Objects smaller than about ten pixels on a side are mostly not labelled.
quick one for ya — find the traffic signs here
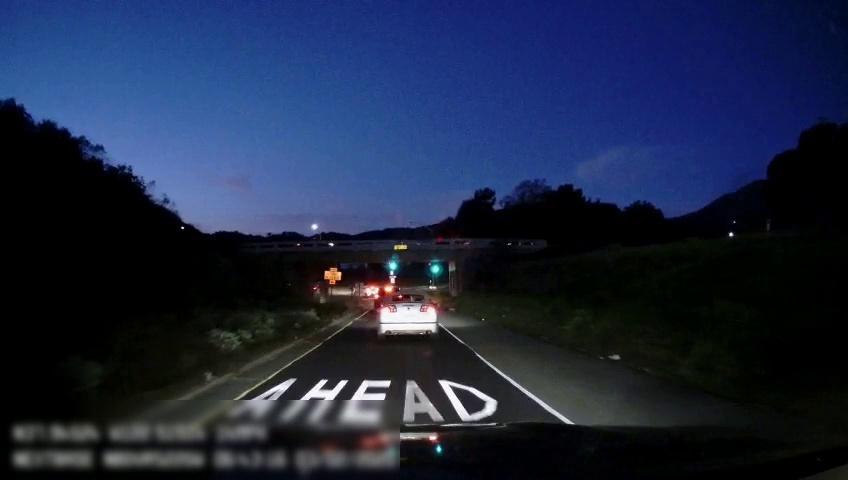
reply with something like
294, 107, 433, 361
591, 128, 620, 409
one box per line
324, 266, 342, 284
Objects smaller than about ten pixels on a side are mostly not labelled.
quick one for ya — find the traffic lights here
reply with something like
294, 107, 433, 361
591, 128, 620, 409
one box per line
387, 256, 398, 271
429, 257, 440, 276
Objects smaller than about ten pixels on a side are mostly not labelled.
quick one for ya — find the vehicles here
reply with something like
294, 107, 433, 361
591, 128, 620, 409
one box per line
373, 291, 439, 342
371, 284, 400, 313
